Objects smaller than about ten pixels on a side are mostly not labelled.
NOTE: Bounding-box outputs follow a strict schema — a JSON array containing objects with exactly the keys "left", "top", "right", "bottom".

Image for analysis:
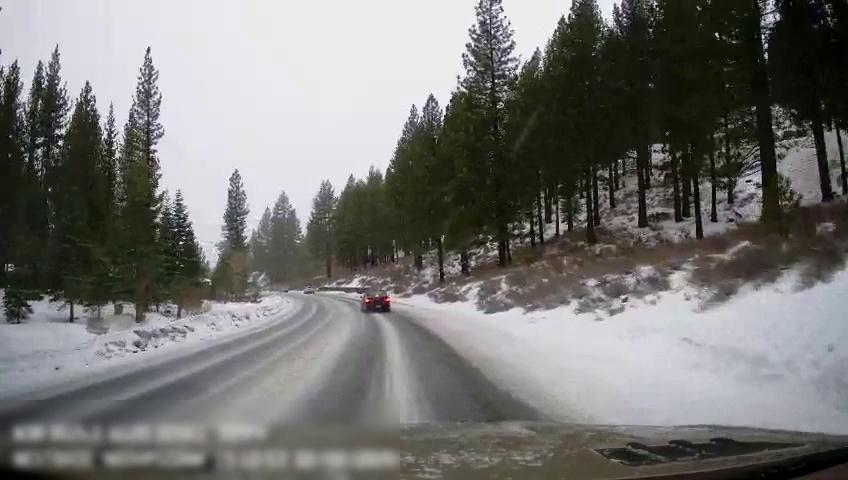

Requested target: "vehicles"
[
  {"left": 303, "top": 285, "right": 316, "bottom": 295},
  {"left": 359, "top": 289, "right": 391, "bottom": 314}
]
